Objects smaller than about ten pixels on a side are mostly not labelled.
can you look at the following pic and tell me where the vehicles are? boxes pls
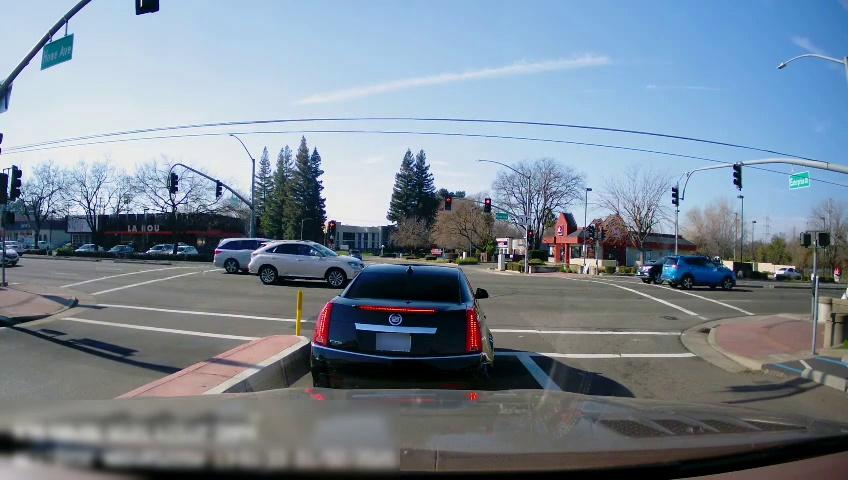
[214,238,273,274]
[107,245,132,255]
[145,244,176,257]
[0,241,17,252]
[637,256,672,285]
[75,244,103,255]
[0,241,18,264]
[170,245,197,257]
[662,256,737,290]
[248,240,366,289]
[310,263,495,391]
[350,250,362,260]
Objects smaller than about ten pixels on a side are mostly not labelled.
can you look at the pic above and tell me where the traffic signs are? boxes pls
[40,33,74,70]
[496,212,508,219]
[789,171,810,189]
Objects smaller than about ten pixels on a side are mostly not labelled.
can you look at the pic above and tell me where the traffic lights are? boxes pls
[600,225,606,238]
[732,162,742,188]
[134,0,159,16]
[588,225,595,238]
[2,212,16,226]
[214,180,223,199]
[328,222,336,235]
[0,173,9,205]
[799,232,814,247]
[670,186,679,206]
[527,228,534,241]
[484,198,491,212]
[169,173,178,194]
[445,195,452,210]
[815,232,830,247]
[0,132,4,153]
[10,164,23,202]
